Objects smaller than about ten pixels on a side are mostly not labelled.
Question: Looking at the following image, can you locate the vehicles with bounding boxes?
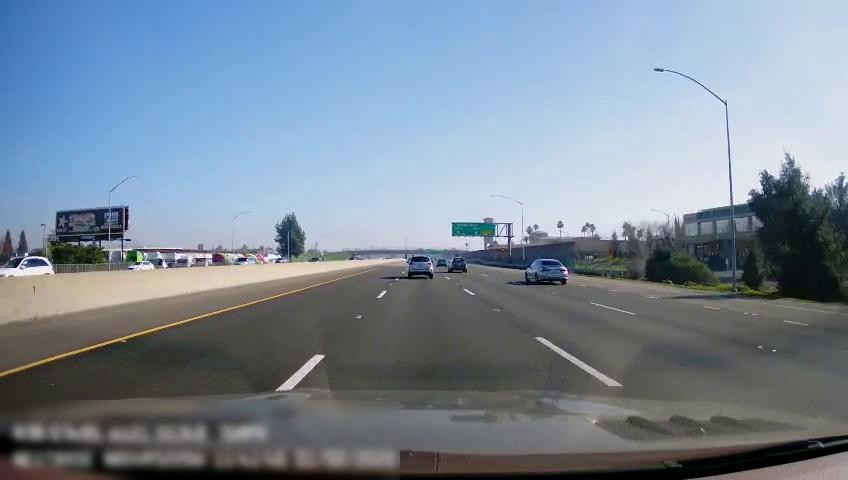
[274,257,289,264]
[127,261,155,272]
[406,256,433,279]
[436,259,447,268]
[524,259,569,285]
[447,257,467,273]
[0,256,55,278]
[233,256,257,266]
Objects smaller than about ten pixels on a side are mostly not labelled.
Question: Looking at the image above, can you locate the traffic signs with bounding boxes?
[451,222,496,237]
